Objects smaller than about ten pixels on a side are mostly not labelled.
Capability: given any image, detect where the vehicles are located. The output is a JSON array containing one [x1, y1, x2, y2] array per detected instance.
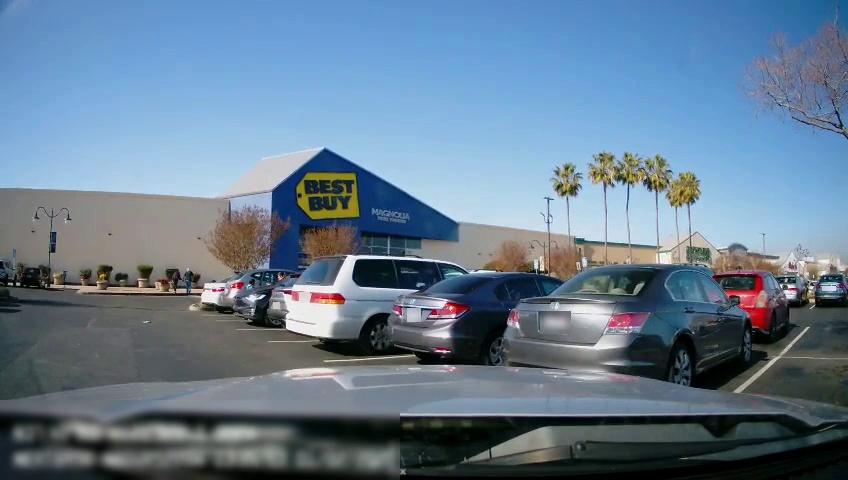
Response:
[[201, 275, 273, 314], [222, 269, 309, 314], [21, 267, 52, 288], [232, 271, 355, 326], [764, 274, 810, 308], [0, 255, 17, 287], [814, 274, 848, 308], [386, 271, 593, 365], [268, 273, 360, 326], [284, 254, 500, 356], [502, 265, 752, 387], [703, 270, 792, 345]]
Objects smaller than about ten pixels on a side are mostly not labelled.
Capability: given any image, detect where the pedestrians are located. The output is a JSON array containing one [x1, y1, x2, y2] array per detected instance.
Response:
[[246, 277, 256, 295], [172, 267, 181, 296], [183, 265, 194, 298]]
